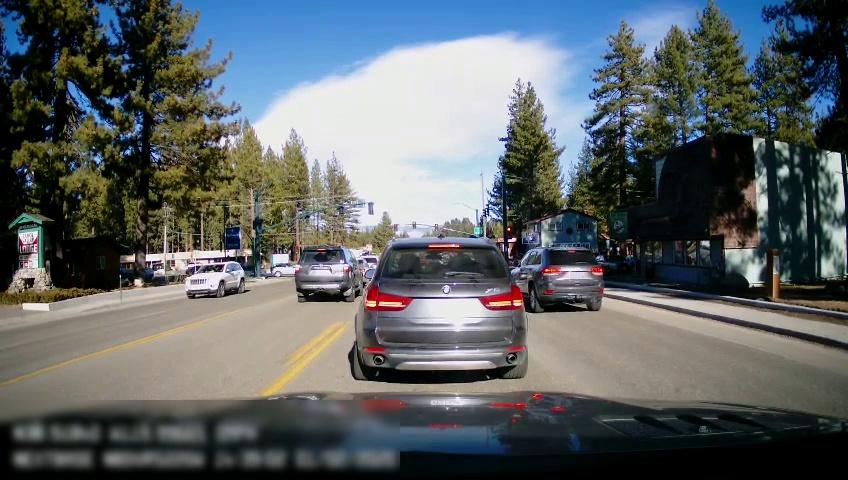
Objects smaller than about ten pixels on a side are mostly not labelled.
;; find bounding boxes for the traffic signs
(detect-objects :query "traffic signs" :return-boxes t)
[474,226,484,236]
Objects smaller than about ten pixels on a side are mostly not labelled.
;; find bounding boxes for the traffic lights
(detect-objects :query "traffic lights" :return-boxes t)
[339,202,344,213]
[484,203,490,217]
[368,202,374,215]
[506,226,512,238]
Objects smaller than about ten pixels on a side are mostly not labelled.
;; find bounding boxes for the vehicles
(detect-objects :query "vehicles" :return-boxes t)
[184,261,246,299]
[512,246,605,316]
[360,255,379,267]
[354,237,525,379]
[270,263,297,278]
[144,266,171,278]
[360,260,370,287]
[117,269,133,284]
[295,247,363,302]
[188,261,205,271]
